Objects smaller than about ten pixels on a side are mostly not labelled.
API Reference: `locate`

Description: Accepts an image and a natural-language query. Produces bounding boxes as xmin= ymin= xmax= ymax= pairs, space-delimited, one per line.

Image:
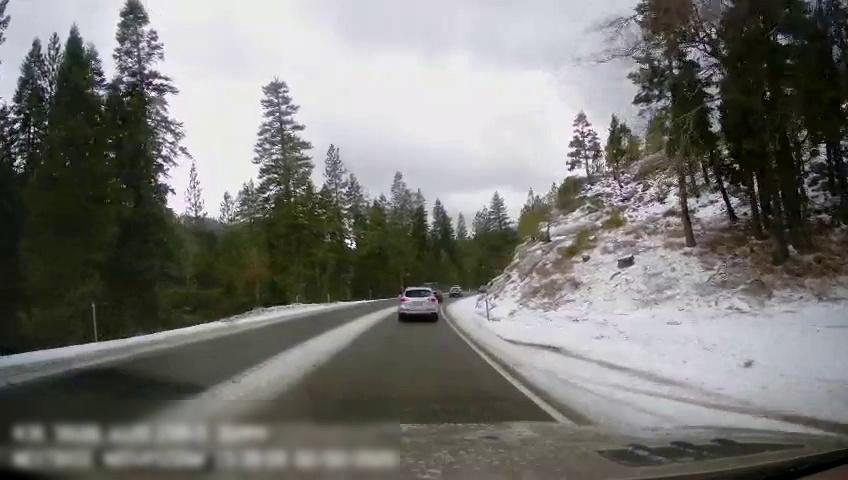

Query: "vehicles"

xmin=449 ymin=286 xmax=463 ymax=297
xmin=420 ymin=282 xmax=443 ymax=302
xmin=398 ymin=287 xmax=439 ymax=321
